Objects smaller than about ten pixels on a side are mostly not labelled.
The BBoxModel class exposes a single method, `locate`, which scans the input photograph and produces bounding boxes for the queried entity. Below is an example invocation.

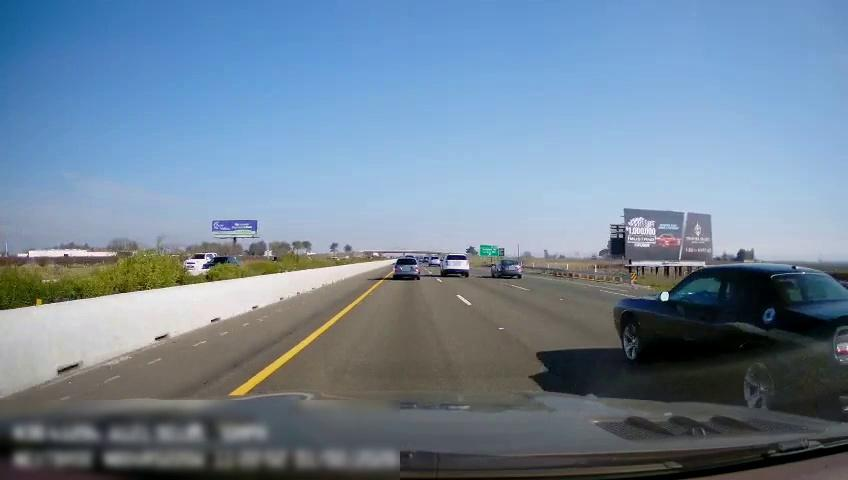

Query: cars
[612,263,848,414]
[491,258,522,280]
[392,257,421,281]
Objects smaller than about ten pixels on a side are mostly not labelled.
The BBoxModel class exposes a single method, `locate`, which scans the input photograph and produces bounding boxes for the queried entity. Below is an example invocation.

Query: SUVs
[440,254,471,278]
[201,255,241,270]
[428,255,442,267]
[184,252,217,271]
